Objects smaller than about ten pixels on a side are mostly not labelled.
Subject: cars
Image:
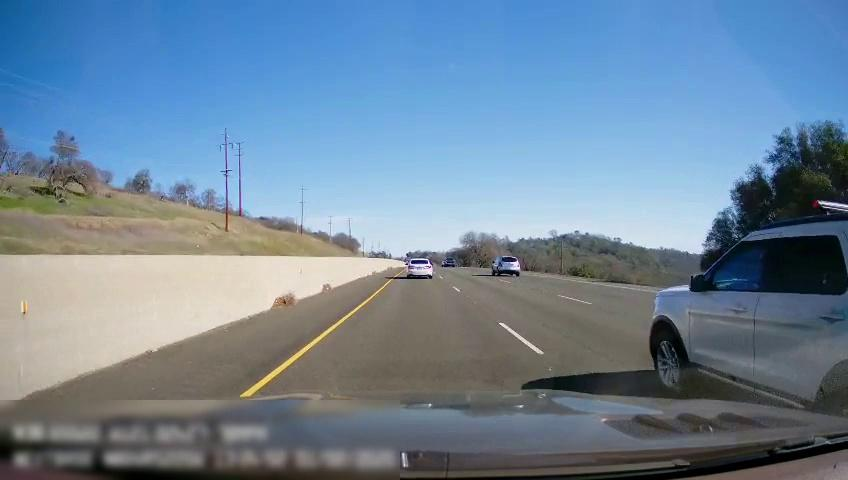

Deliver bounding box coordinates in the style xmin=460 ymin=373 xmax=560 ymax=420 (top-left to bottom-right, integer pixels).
xmin=406 ymin=258 xmax=433 ymax=279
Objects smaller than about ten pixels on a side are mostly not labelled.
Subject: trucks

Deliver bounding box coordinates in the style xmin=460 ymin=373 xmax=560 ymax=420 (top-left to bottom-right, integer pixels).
xmin=443 ymin=258 xmax=457 ymax=268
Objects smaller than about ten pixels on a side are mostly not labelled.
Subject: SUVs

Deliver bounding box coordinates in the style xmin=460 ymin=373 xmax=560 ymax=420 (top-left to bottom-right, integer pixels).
xmin=491 ymin=256 xmax=520 ymax=276
xmin=647 ymin=200 xmax=848 ymax=422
